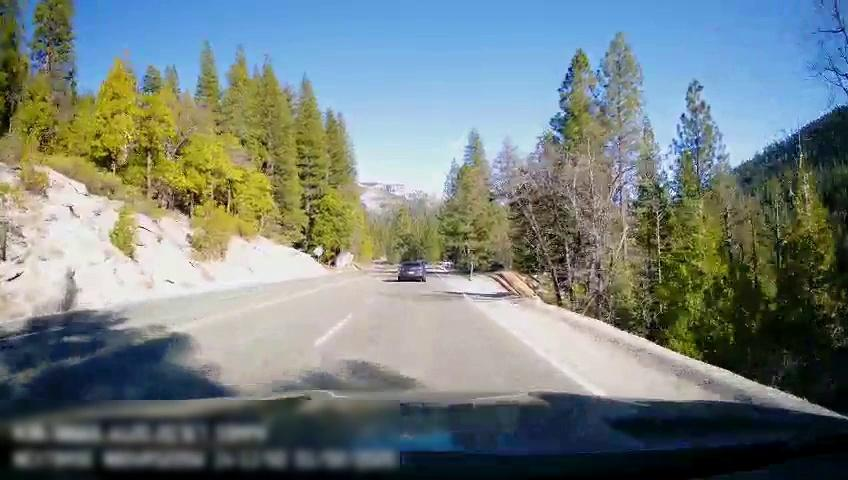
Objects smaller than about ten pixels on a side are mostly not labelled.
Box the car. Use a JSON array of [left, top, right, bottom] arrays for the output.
[[397, 260, 426, 283]]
